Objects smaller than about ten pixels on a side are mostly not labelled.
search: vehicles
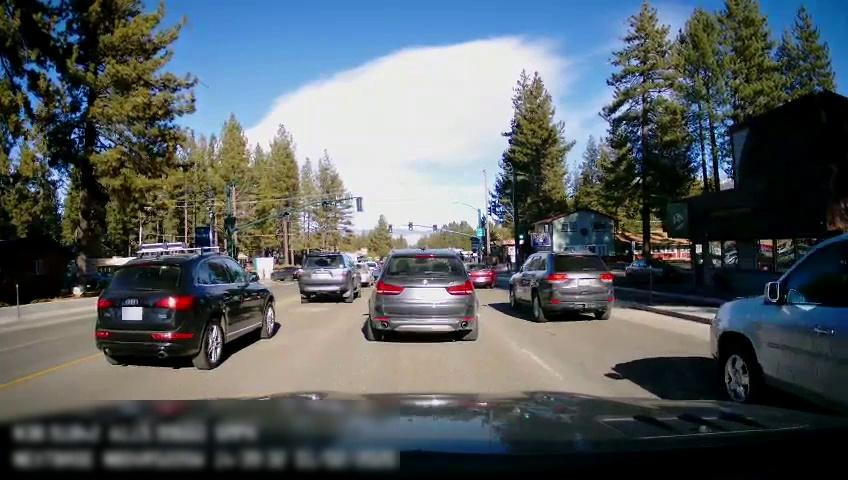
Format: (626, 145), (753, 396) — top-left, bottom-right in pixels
(368, 249), (478, 344)
(710, 234), (848, 418)
(465, 262), (497, 288)
(508, 251), (613, 321)
(299, 252), (361, 303)
(367, 261), (378, 274)
(358, 261), (370, 287)
(96, 253), (278, 371)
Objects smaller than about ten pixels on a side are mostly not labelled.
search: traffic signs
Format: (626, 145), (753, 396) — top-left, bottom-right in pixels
(473, 223), (485, 238)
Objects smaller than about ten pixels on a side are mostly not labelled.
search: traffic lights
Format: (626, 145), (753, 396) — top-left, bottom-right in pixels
(356, 198), (363, 213)
(492, 199), (499, 216)
(321, 199), (327, 211)
(519, 231), (526, 246)
(409, 221), (414, 233)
